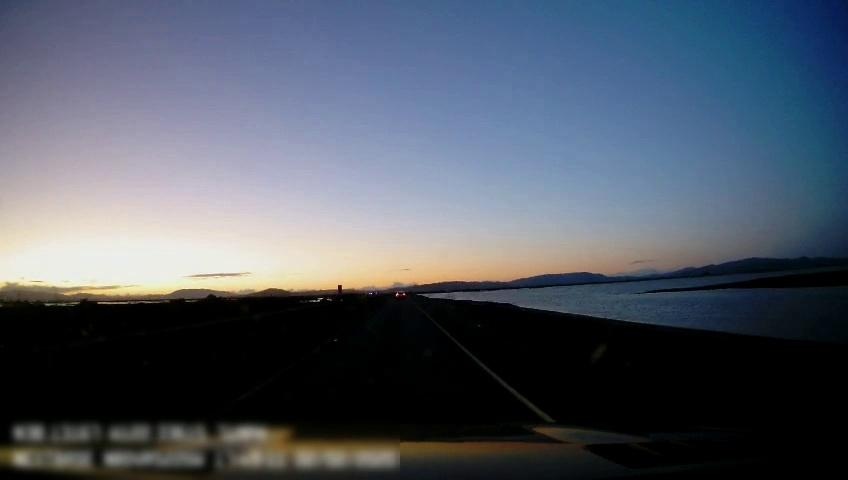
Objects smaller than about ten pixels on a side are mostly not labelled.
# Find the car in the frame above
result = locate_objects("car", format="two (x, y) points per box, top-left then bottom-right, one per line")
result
(395, 290), (407, 299)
